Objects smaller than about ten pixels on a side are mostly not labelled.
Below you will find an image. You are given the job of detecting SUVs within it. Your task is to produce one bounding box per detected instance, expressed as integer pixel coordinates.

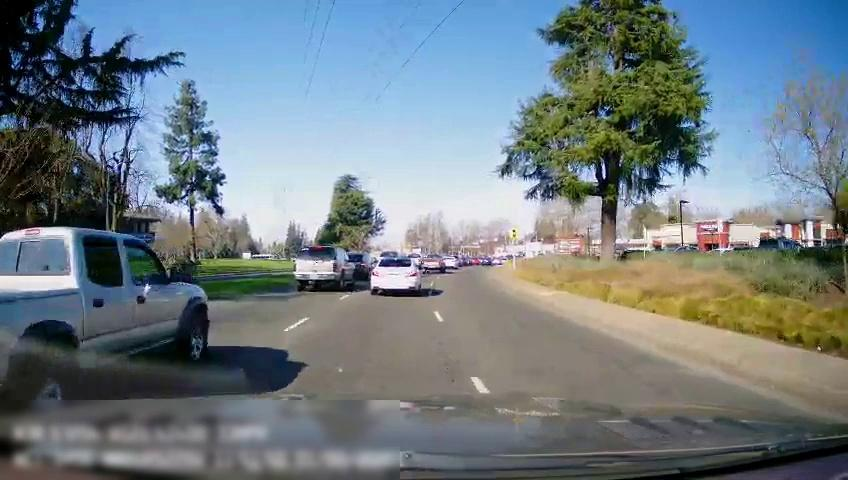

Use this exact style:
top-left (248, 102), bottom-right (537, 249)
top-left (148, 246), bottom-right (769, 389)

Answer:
top-left (294, 245), bottom-right (355, 292)
top-left (348, 253), bottom-right (375, 277)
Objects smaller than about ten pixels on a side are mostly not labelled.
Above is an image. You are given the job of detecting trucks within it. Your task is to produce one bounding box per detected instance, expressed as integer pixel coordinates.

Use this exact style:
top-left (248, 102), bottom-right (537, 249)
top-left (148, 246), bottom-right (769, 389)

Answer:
top-left (421, 254), bottom-right (446, 274)
top-left (0, 225), bottom-right (209, 415)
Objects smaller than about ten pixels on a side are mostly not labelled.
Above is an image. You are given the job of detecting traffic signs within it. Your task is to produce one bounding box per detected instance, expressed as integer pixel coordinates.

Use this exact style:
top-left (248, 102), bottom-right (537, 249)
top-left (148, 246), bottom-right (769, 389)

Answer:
top-left (510, 225), bottom-right (519, 240)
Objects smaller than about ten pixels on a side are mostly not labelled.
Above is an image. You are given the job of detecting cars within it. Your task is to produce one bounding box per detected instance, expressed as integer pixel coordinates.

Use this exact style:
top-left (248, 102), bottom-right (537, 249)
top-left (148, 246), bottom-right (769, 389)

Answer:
top-left (370, 258), bottom-right (422, 296)
top-left (443, 255), bottom-right (460, 270)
